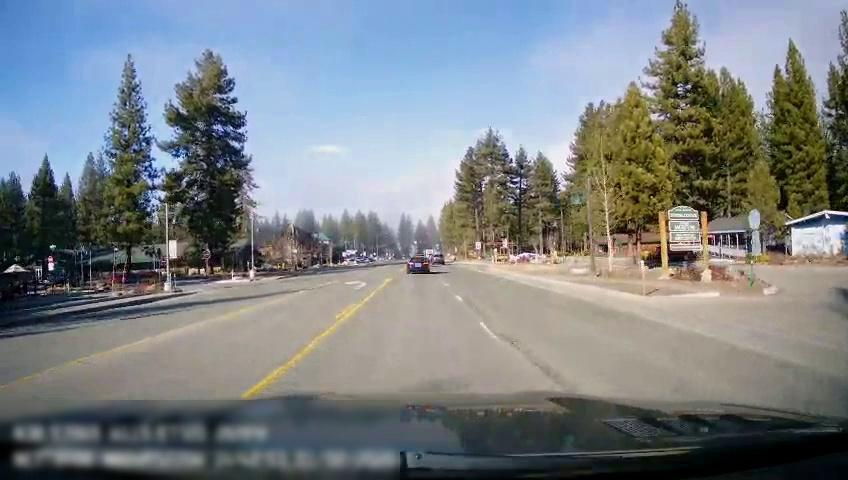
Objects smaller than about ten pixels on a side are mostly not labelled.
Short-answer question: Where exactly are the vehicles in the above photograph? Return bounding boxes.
[641,251,676,267]
[431,254,444,265]
[406,256,430,276]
